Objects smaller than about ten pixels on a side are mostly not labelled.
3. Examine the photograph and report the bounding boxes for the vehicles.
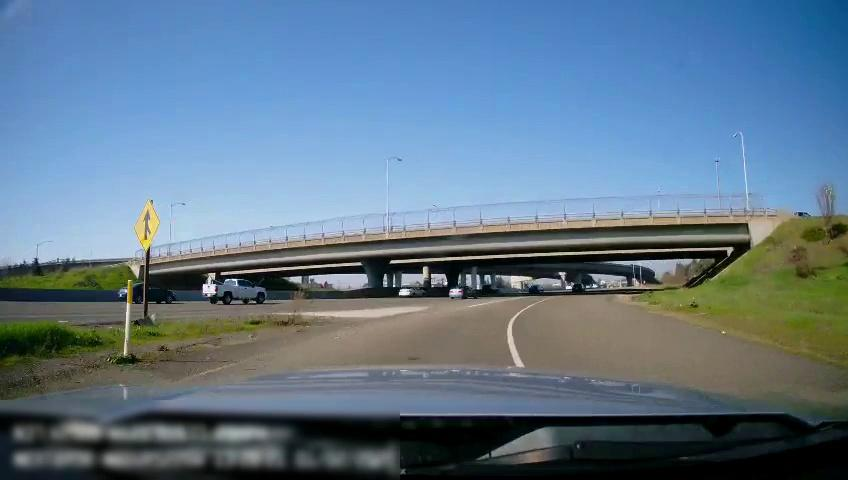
[398,285,427,299]
[202,278,269,306]
[448,284,480,301]
[118,282,177,305]
[571,281,587,293]
[527,283,545,297]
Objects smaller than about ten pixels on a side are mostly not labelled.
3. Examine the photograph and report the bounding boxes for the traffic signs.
[134,202,159,251]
